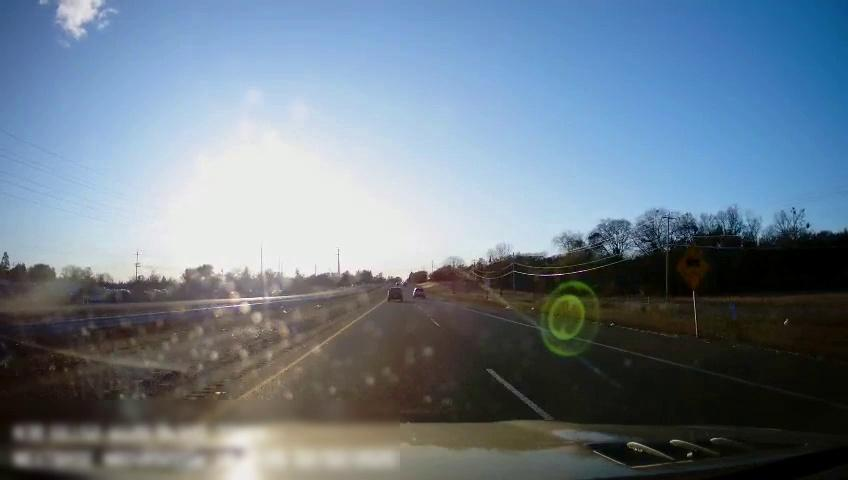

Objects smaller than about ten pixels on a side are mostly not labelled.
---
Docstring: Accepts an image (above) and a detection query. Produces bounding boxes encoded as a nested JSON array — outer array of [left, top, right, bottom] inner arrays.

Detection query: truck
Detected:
[[387, 287, 403, 301]]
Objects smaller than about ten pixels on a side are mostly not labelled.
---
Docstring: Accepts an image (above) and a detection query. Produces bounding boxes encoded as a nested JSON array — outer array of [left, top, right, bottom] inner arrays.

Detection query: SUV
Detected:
[[412, 287, 426, 298]]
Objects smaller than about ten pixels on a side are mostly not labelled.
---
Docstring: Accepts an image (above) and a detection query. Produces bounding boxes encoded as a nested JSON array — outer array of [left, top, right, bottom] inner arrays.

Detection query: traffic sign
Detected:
[[679, 249, 707, 288]]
